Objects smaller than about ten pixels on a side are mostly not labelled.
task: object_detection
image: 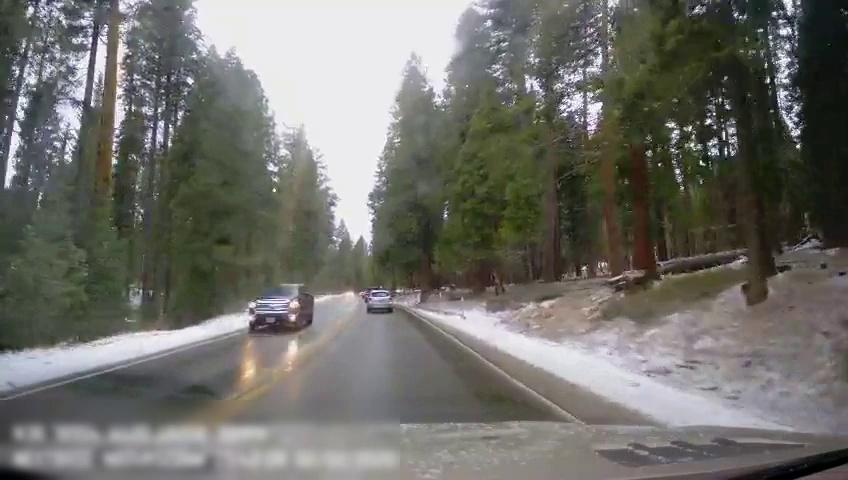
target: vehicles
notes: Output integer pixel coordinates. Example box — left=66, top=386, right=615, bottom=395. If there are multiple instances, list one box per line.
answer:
left=363, top=290, right=373, bottom=303
left=247, top=283, right=315, bottom=332
left=367, top=290, right=393, bottom=314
